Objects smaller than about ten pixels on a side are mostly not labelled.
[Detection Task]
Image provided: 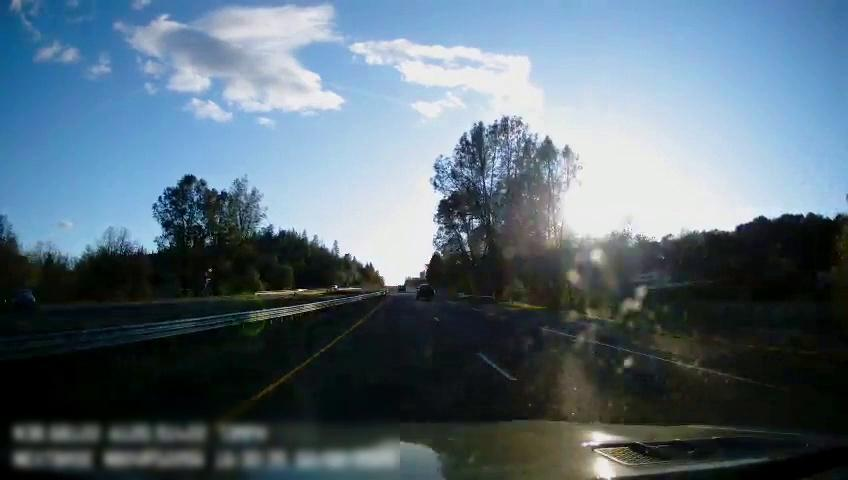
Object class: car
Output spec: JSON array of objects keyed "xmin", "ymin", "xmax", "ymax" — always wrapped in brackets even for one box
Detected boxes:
[{"xmin": 326, "ymin": 284, "xmax": 339, "ymax": 293}]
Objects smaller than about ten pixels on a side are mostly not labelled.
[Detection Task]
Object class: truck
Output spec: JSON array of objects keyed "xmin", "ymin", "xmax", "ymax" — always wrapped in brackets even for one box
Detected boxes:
[{"xmin": 416, "ymin": 285, "xmax": 434, "ymax": 300}]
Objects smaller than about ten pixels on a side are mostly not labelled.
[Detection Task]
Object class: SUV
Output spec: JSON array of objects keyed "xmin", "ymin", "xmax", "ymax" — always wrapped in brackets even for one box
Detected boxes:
[{"xmin": 0, "ymin": 290, "xmax": 37, "ymax": 315}]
